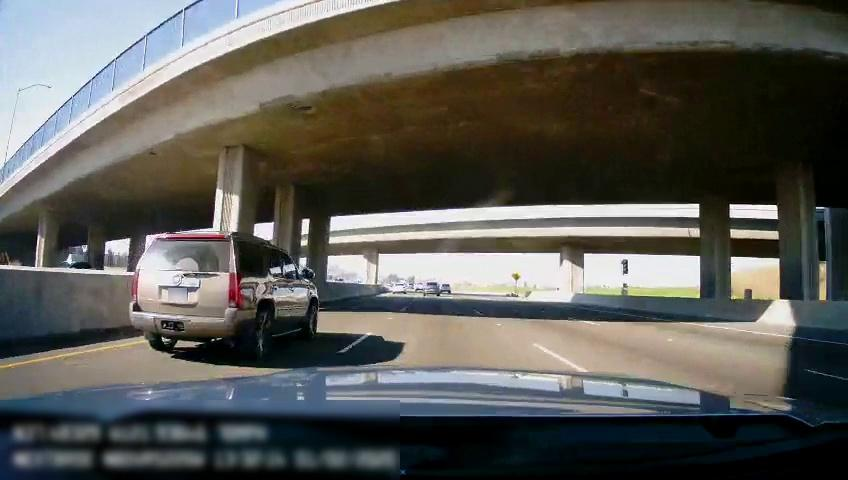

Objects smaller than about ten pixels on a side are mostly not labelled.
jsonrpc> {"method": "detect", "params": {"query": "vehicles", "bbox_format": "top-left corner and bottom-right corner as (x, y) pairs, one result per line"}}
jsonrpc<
(126, 230), (322, 365)
(423, 281), (441, 297)
(415, 281), (426, 292)
(392, 283), (407, 295)
(438, 283), (451, 294)
(67, 261), (89, 269)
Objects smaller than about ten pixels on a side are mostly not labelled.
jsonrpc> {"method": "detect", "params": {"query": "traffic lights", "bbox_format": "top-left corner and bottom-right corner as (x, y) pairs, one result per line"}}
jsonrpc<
(621, 258), (629, 275)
